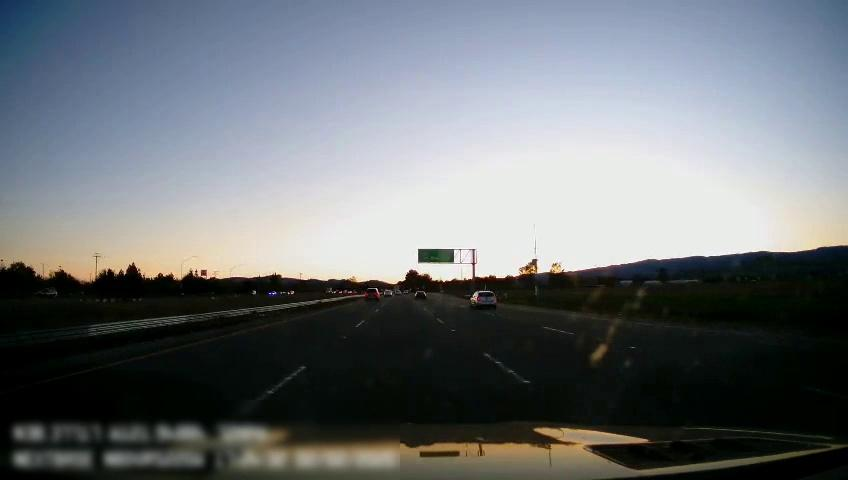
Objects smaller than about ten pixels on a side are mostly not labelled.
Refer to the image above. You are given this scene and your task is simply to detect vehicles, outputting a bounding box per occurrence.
[414,290,427,301]
[38,288,58,298]
[468,291,497,311]
[364,289,380,303]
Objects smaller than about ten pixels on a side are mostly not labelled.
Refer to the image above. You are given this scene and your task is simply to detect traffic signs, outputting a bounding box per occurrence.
[417,248,455,263]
